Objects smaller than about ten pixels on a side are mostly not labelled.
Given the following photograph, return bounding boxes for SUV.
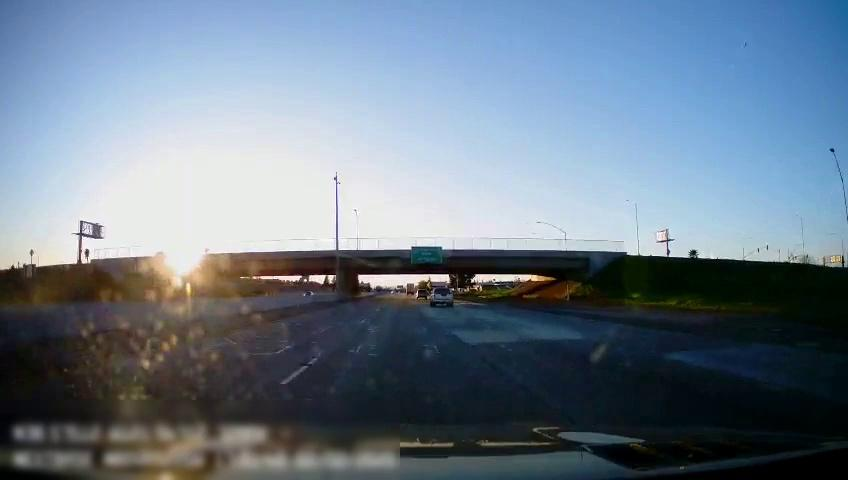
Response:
[429,287,454,308]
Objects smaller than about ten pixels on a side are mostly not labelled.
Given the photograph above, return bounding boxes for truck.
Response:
[406,282,414,296]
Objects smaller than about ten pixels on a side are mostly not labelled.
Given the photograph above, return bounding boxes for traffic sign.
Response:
[410,245,443,264]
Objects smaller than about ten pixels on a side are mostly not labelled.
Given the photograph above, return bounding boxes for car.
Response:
[415,289,428,300]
